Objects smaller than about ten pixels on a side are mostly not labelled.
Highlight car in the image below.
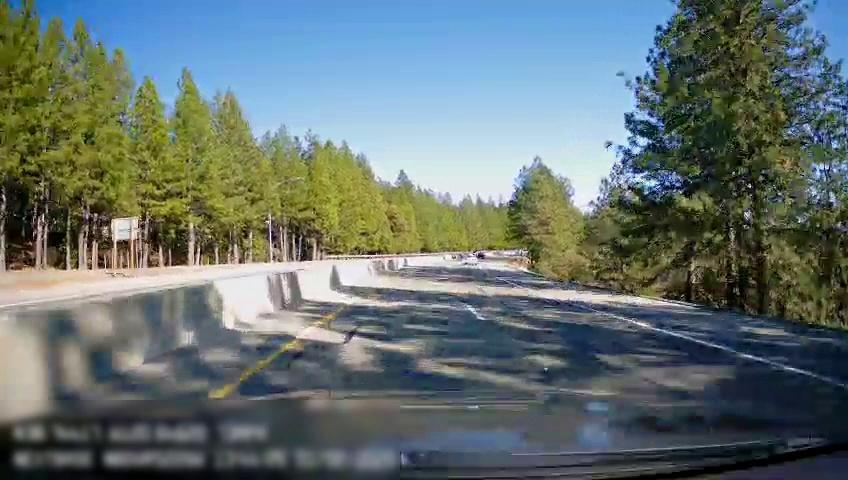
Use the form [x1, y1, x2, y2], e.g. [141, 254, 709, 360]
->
[464, 253, 479, 265]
